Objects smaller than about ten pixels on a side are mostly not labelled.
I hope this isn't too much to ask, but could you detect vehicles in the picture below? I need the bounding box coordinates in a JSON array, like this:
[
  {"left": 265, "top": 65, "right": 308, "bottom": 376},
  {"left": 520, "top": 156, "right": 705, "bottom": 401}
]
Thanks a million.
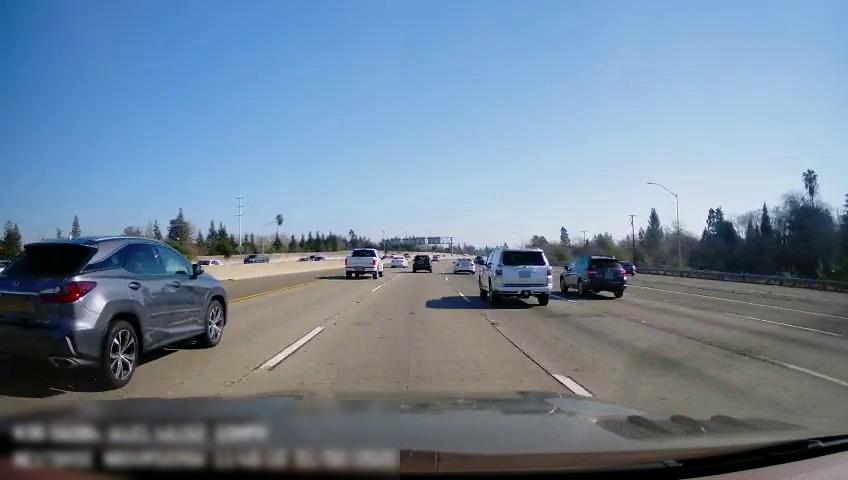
[
  {"left": 558, "top": 254, "right": 629, "bottom": 299},
  {"left": 615, "top": 260, "right": 637, "bottom": 277},
  {"left": 411, "top": 254, "right": 433, "bottom": 274},
  {"left": 196, "top": 258, "right": 225, "bottom": 268},
  {"left": 452, "top": 258, "right": 476, "bottom": 275},
  {"left": 342, "top": 247, "right": 386, "bottom": 280},
  {"left": 476, "top": 248, "right": 554, "bottom": 307},
  {"left": 0, "top": 259, "right": 11, "bottom": 274},
  {"left": 243, "top": 254, "right": 271, "bottom": 265},
  {"left": 391, "top": 255, "right": 409, "bottom": 269},
  {"left": 0, "top": 234, "right": 229, "bottom": 390}
]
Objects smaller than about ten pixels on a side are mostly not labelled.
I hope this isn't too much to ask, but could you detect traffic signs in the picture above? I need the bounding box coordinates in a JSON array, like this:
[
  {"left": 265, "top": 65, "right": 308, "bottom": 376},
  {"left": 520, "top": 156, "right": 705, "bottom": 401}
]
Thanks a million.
[
  {"left": 427, "top": 236, "right": 441, "bottom": 245},
  {"left": 389, "top": 238, "right": 401, "bottom": 248},
  {"left": 415, "top": 237, "right": 426, "bottom": 246},
  {"left": 403, "top": 237, "right": 416, "bottom": 247}
]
